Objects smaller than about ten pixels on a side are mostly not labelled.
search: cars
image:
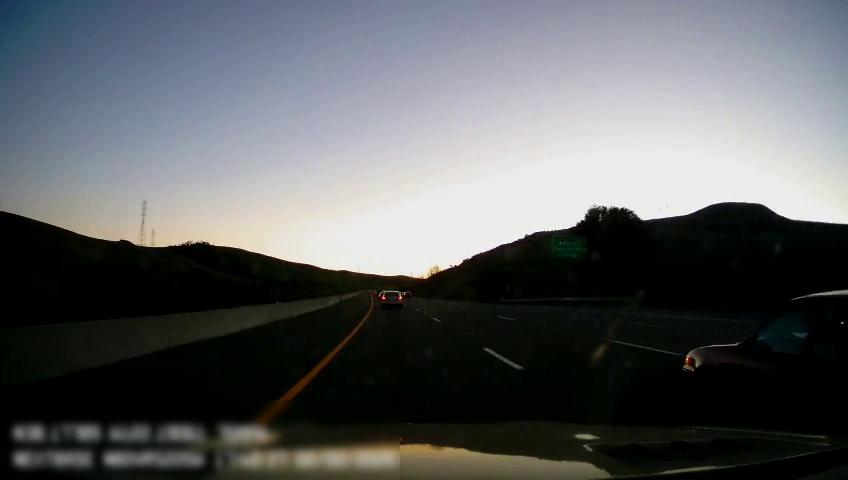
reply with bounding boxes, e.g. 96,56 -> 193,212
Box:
381,290 -> 403,309
681,290 -> 848,426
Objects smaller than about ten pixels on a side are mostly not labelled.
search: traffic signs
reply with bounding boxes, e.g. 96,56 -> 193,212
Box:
551,234 -> 588,258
